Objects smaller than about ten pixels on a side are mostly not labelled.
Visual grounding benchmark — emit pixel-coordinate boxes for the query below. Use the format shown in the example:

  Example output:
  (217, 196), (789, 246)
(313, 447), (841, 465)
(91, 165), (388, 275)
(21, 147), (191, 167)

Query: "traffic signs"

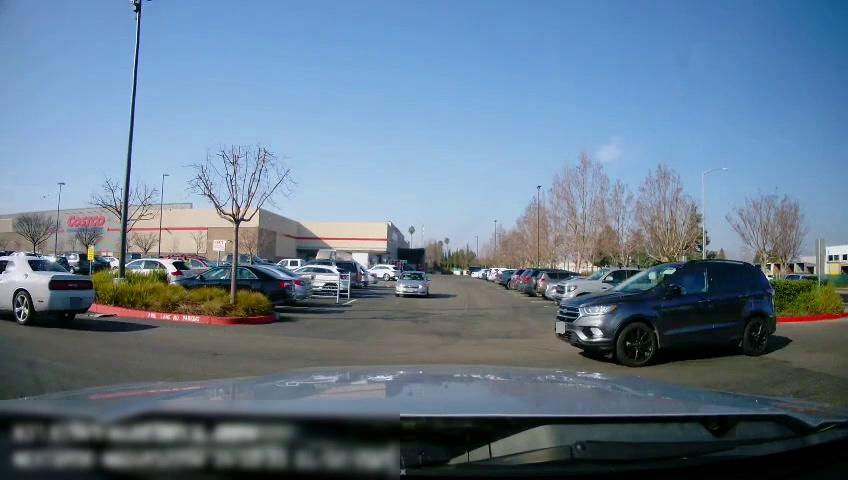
(86, 246), (96, 261)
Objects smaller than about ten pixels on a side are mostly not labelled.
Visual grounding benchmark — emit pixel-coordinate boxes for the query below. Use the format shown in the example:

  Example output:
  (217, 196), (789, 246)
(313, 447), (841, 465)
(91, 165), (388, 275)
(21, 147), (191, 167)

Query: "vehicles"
(486, 265), (508, 284)
(105, 256), (121, 272)
(366, 263), (402, 281)
(392, 269), (433, 298)
(536, 269), (591, 300)
(495, 268), (519, 290)
(90, 256), (112, 275)
(309, 260), (371, 300)
(315, 246), (357, 261)
(0, 254), (98, 327)
(479, 269), (489, 279)
(508, 267), (528, 294)
(37, 252), (71, 272)
(553, 267), (644, 299)
(296, 264), (346, 299)
(784, 273), (826, 287)
(0, 248), (16, 257)
(170, 260), (297, 308)
(550, 258), (778, 367)
(543, 279), (567, 302)
(123, 257), (195, 285)
(269, 259), (298, 270)
(520, 266), (564, 299)
(64, 252), (91, 277)
(278, 268), (315, 309)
